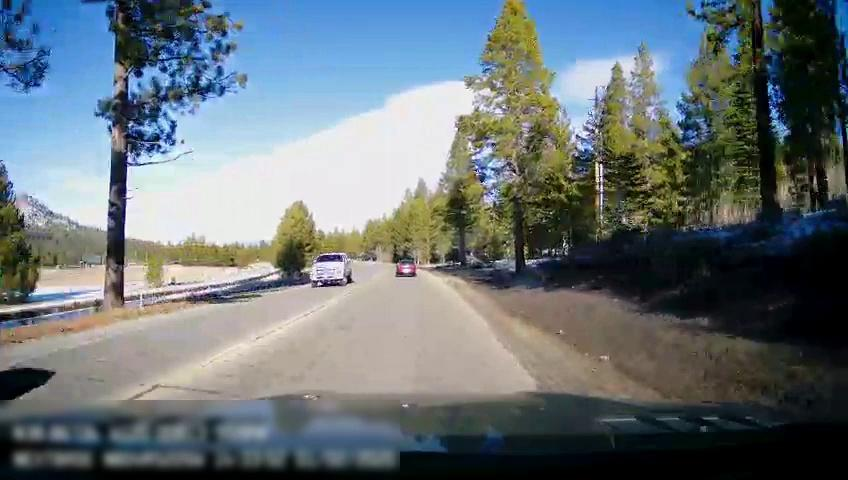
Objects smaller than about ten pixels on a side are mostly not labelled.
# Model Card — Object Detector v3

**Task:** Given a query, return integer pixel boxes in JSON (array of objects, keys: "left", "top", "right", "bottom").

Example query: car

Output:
[{"left": 395, "top": 259, "right": 417, "bottom": 277}]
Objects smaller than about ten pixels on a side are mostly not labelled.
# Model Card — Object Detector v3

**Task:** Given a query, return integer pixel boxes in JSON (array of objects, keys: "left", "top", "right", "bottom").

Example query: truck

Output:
[{"left": 309, "top": 253, "right": 354, "bottom": 289}]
